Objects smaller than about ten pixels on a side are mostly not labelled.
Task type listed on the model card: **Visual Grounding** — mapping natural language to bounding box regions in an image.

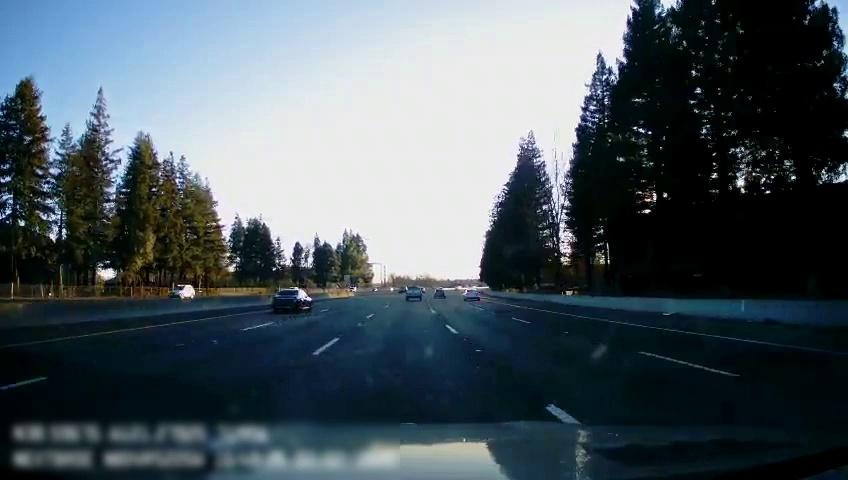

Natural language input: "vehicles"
[406,287,422,300]
[434,288,446,298]
[272,288,313,314]
[463,288,480,301]
[168,285,195,299]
